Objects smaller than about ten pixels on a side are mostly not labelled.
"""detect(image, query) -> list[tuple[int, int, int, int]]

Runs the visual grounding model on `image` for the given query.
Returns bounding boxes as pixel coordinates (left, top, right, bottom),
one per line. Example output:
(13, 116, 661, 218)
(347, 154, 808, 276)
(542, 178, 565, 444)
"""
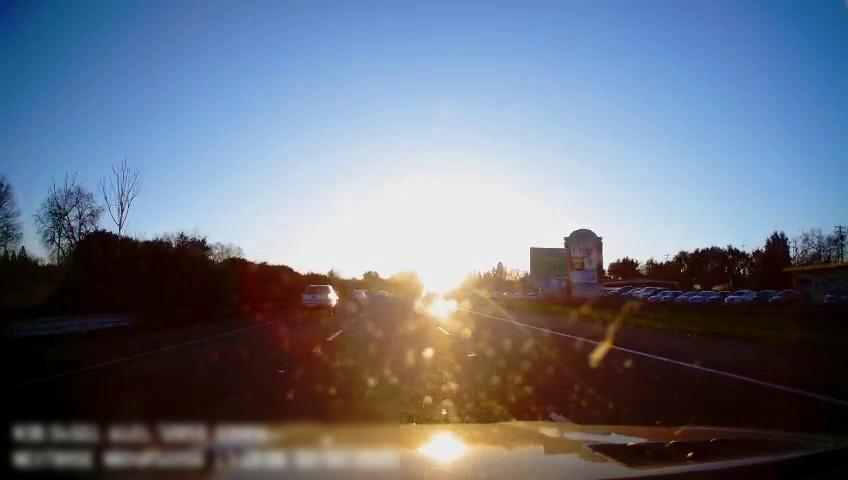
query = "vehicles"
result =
(647, 290, 673, 303)
(658, 290, 686, 303)
(350, 289, 368, 304)
(631, 286, 658, 299)
(643, 287, 668, 301)
(688, 291, 718, 305)
(704, 291, 733, 306)
(376, 291, 389, 302)
(722, 291, 755, 305)
(675, 291, 701, 304)
(300, 284, 340, 318)
(754, 290, 779, 300)
(621, 288, 642, 297)
(768, 290, 804, 307)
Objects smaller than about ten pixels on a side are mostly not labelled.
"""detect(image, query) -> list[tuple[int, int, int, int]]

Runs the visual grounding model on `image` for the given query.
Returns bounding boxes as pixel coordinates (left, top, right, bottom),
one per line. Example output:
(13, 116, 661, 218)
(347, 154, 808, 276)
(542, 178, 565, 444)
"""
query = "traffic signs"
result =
(530, 247, 569, 279)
